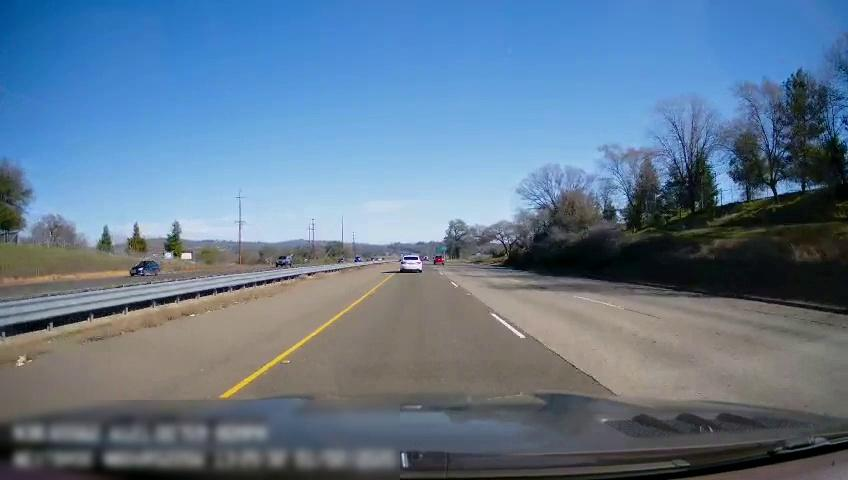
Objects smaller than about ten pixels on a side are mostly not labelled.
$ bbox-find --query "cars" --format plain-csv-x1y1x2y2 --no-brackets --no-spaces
433,256,445,265
398,255,423,273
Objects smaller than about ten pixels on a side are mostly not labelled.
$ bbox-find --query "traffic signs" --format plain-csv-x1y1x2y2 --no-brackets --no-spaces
433,246,450,253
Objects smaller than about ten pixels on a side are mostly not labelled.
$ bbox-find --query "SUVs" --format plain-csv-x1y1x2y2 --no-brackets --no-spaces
128,260,161,277
274,255,292,268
